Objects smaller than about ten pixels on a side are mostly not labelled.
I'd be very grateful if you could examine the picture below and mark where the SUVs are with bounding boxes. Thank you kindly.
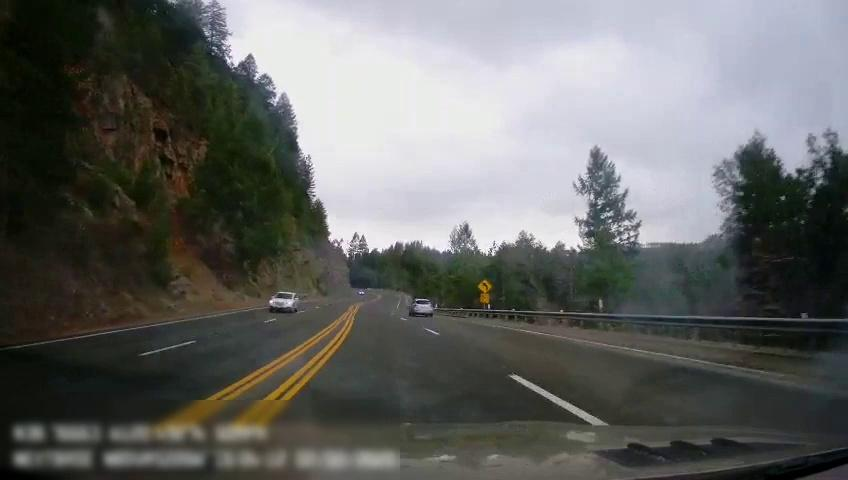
[409,299,434,318]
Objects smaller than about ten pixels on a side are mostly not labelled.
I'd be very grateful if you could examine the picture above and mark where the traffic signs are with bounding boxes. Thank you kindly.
[479,293,490,304]
[478,279,492,293]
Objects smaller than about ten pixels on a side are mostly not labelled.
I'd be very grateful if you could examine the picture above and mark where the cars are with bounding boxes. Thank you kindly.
[268,292,300,315]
